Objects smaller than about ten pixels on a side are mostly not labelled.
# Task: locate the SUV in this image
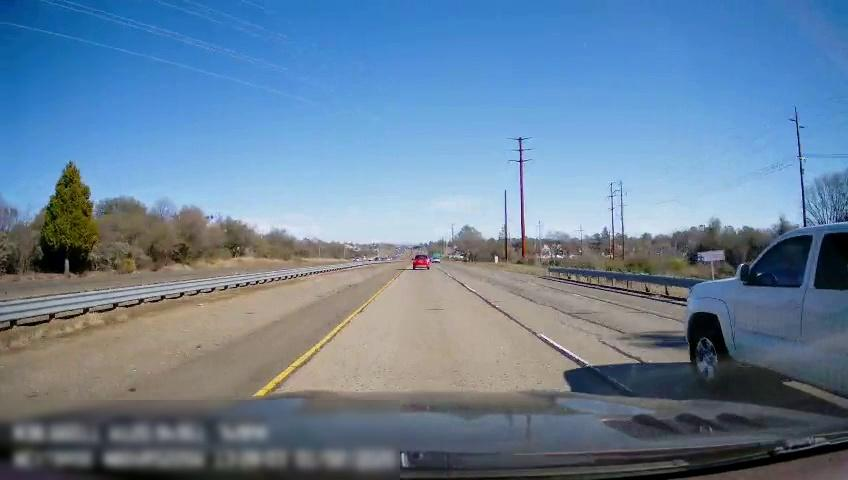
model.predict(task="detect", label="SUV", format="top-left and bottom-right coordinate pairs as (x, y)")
top-left (411, 254), bottom-right (431, 271)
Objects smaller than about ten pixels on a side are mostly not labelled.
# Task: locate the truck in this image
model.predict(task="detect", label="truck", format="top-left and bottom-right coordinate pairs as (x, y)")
top-left (687, 221), bottom-right (848, 397)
